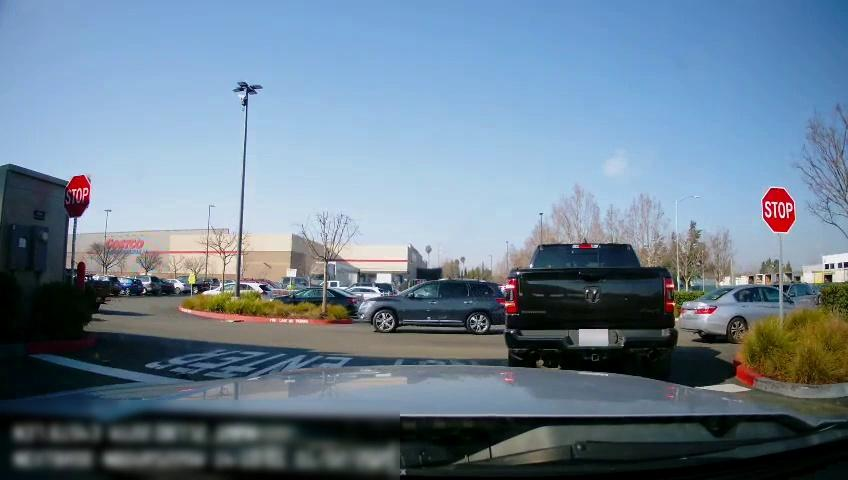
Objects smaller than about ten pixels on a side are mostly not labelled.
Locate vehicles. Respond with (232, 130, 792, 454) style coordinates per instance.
(134, 274, 162, 297)
(270, 282, 361, 319)
(773, 281, 817, 307)
(505, 240, 679, 375)
(160, 279, 178, 298)
(320, 280, 340, 286)
(367, 280, 507, 336)
(168, 277, 196, 296)
(93, 275, 122, 298)
(309, 261, 355, 286)
(116, 276, 144, 296)
(353, 281, 395, 297)
(334, 285, 383, 313)
(676, 281, 798, 343)
(200, 281, 270, 299)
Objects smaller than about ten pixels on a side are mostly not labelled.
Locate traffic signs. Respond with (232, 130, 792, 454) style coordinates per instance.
(758, 186, 798, 235)
(188, 272, 196, 284)
(64, 174, 92, 222)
